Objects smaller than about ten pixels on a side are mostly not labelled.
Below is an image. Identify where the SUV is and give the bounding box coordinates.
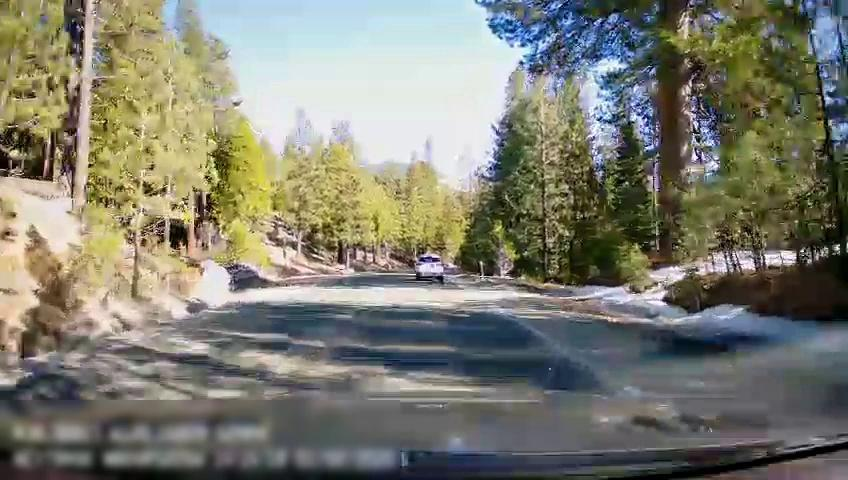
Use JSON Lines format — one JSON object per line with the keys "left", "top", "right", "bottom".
{"left": 415, "top": 255, "right": 444, "bottom": 283}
